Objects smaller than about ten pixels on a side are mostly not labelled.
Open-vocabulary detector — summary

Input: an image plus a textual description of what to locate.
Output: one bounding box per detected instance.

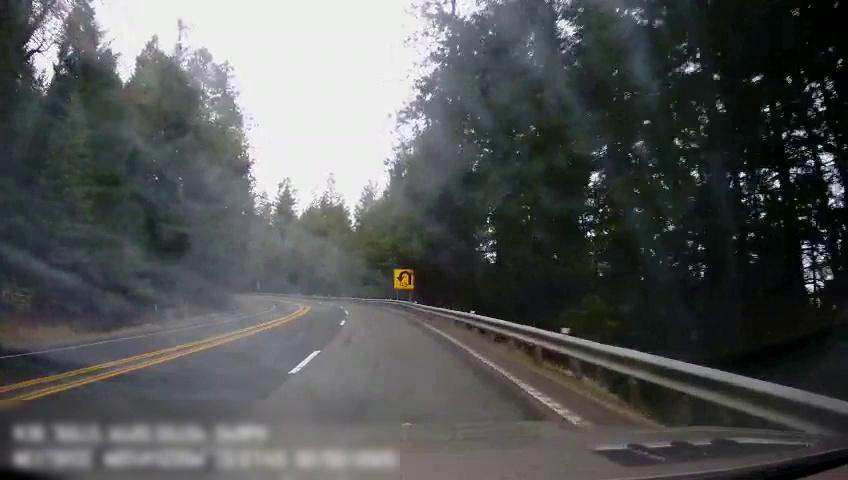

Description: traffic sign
[393,268,414,290]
